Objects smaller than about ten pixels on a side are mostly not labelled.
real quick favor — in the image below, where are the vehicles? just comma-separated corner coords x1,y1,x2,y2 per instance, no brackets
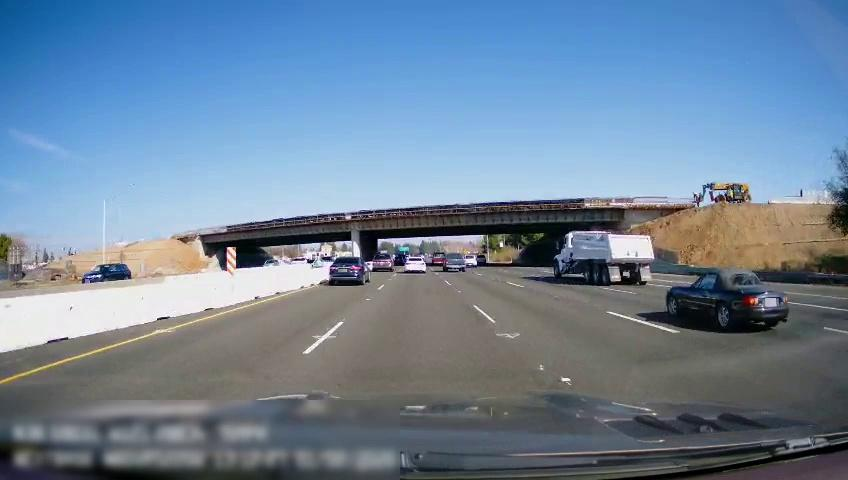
551,231,657,286
329,256,372,286
431,252,447,267
319,256,336,264
461,254,478,268
442,252,466,273
81,263,133,285
665,271,792,330
690,182,753,209
404,256,427,274
473,254,487,266
262,258,281,268
372,254,393,273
